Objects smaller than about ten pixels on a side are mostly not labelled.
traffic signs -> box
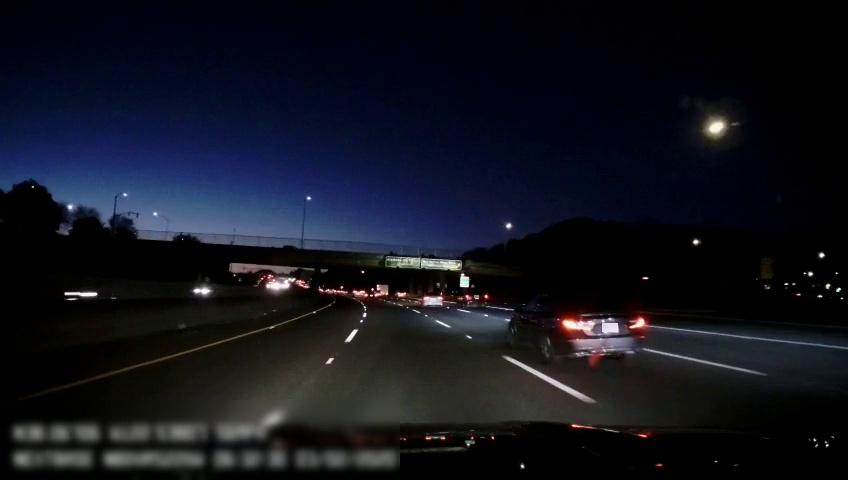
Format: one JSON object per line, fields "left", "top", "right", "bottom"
{"left": 759, "top": 259, "right": 773, "bottom": 280}
{"left": 421, "top": 258, "right": 462, "bottom": 271}
{"left": 459, "top": 276, "right": 470, "bottom": 288}
{"left": 384, "top": 255, "right": 422, "bottom": 269}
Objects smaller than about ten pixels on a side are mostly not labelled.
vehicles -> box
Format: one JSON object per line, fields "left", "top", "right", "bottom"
{"left": 377, "top": 284, "right": 389, "bottom": 297}
{"left": 62, "top": 287, "right": 119, "bottom": 301}
{"left": 507, "top": 292, "right": 647, "bottom": 366}
{"left": 192, "top": 283, "right": 216, "bottom": 298}
{"left": 457, "top": 287, "right": 490, "bottom": 308}
{"left": 417, "top": 289, "right": 444, "bottom": 308}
